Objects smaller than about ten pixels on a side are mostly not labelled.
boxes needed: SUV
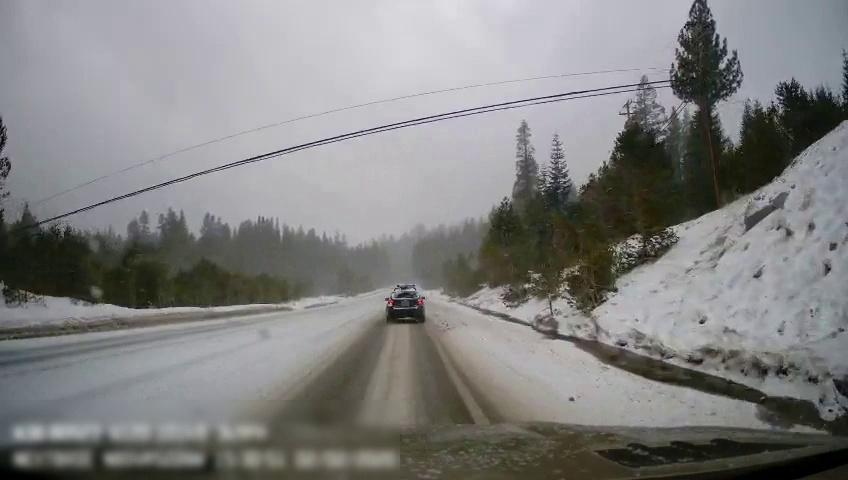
[384,283,426,323]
